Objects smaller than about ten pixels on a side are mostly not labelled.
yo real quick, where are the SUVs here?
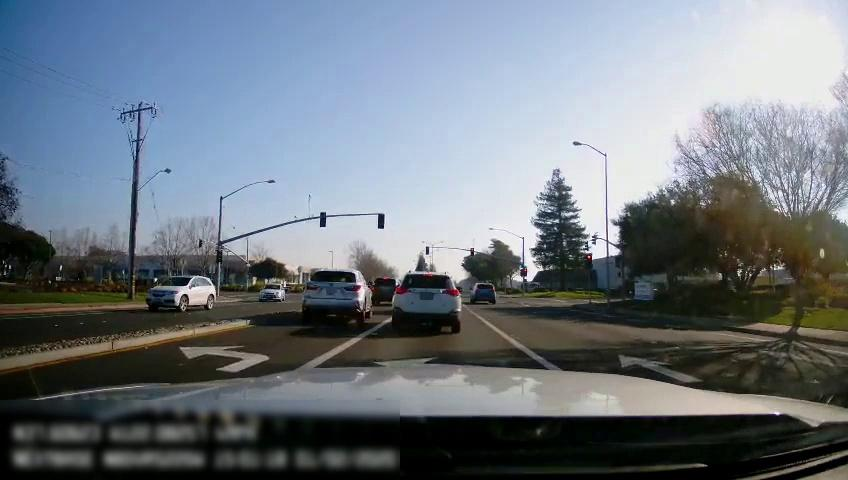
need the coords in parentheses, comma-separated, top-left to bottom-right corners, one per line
(144, 274, 217, 313)
(371, 278, 397, 305)
(470, 283, 496, 304)
(391, 270, 464, 335)
(301, 268, 373, 326)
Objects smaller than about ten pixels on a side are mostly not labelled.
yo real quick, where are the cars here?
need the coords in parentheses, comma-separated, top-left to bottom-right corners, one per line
(257, 284, 286, 303)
